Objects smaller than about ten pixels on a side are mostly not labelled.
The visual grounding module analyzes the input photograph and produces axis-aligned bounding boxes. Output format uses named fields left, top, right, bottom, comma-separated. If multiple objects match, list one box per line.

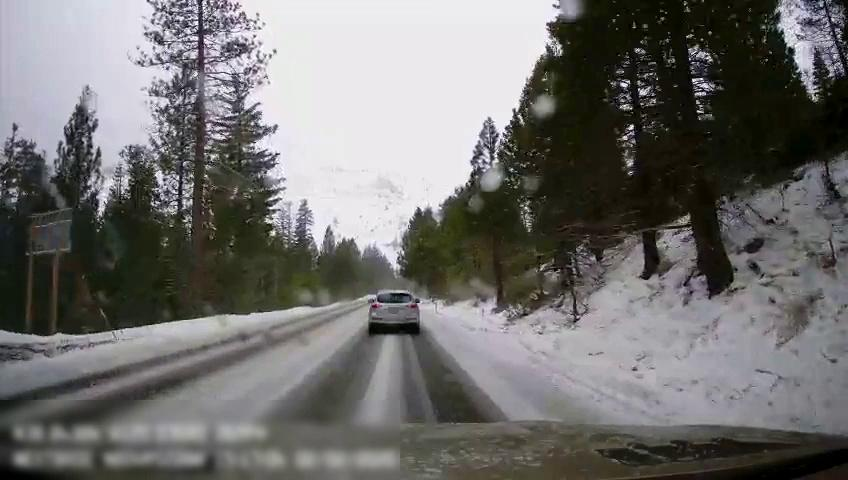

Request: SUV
left=367, top=290, right=421, bottom=335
